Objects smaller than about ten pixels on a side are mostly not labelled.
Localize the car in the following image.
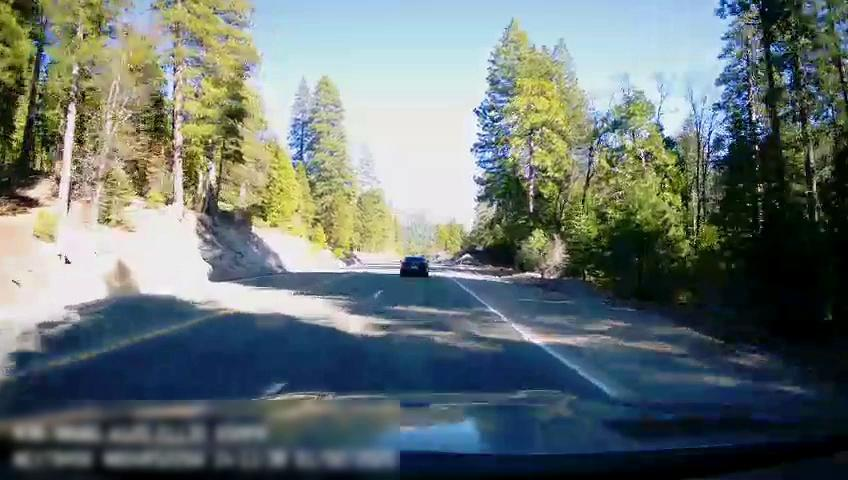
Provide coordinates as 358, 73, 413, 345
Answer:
400, 256, 428, 277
